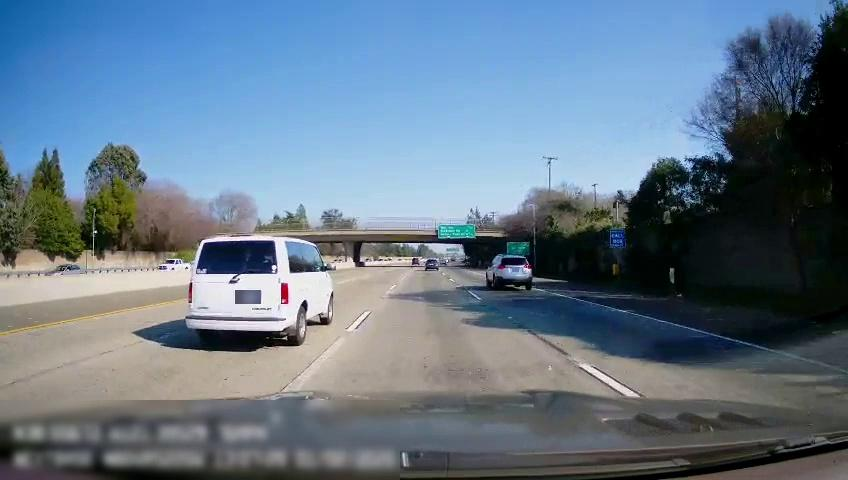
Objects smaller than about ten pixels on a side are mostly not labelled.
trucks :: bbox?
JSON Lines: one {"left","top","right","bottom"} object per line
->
{"left": 156, "top": 258, "right": 191, "bottom": 272}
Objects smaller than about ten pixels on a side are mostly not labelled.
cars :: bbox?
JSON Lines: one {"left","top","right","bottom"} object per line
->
{"left": 424, "top": 258, "right": 440, "bottom": 271}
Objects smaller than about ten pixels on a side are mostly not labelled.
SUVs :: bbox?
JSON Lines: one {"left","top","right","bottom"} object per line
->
{"left": 44, "top": 264, "right": 81, "bottom": 277}
{"left": 485, "top": 254, "right": 533, "bottom": 290}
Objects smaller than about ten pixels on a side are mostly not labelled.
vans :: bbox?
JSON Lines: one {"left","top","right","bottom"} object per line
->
{"left": 185, "top": 234, "right": 335, "bottom": 348}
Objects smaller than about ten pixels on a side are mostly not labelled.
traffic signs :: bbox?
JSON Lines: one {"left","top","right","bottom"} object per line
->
{"left": 437, "top": 223, "right": 476, "bottom": 239}
{"left": 506, "top": 241, "right": 530, "bottom": 256}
